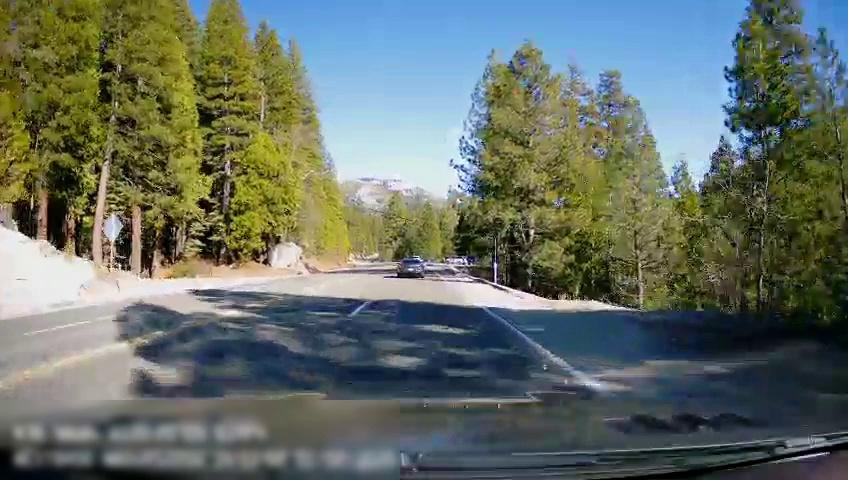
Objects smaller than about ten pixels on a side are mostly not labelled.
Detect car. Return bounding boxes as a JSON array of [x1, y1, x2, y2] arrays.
[[397, 256, 425, 279]]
